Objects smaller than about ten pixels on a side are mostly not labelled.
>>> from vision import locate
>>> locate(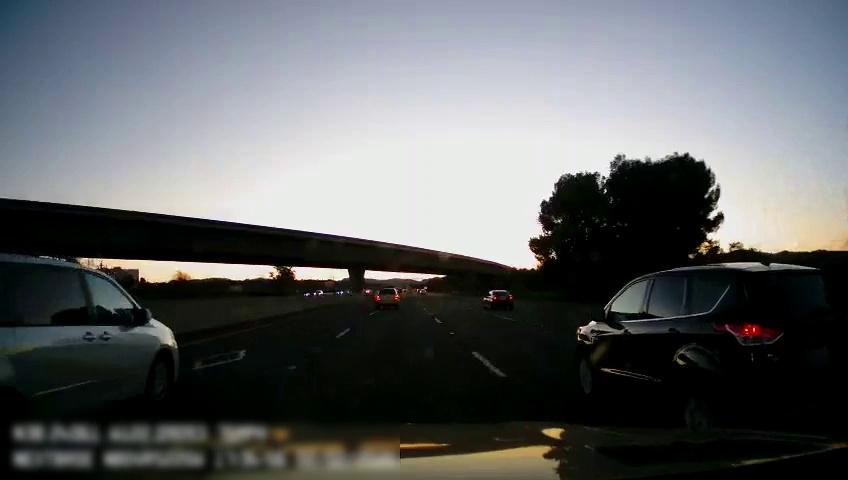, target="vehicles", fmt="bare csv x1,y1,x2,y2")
483,290,513,310
0,249,180,443
313,290,324,297
572,261,848,428
375,287,400,309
